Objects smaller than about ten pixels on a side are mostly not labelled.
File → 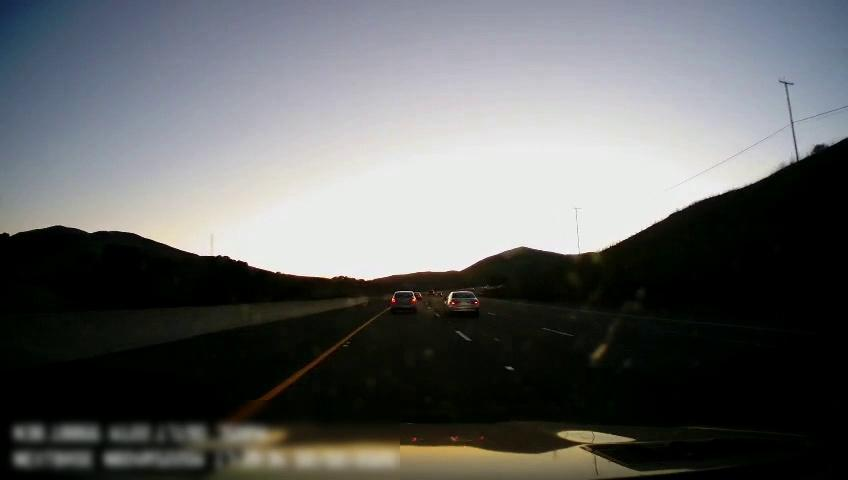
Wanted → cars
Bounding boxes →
[391,290,417,313]
[444,291,480,316]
